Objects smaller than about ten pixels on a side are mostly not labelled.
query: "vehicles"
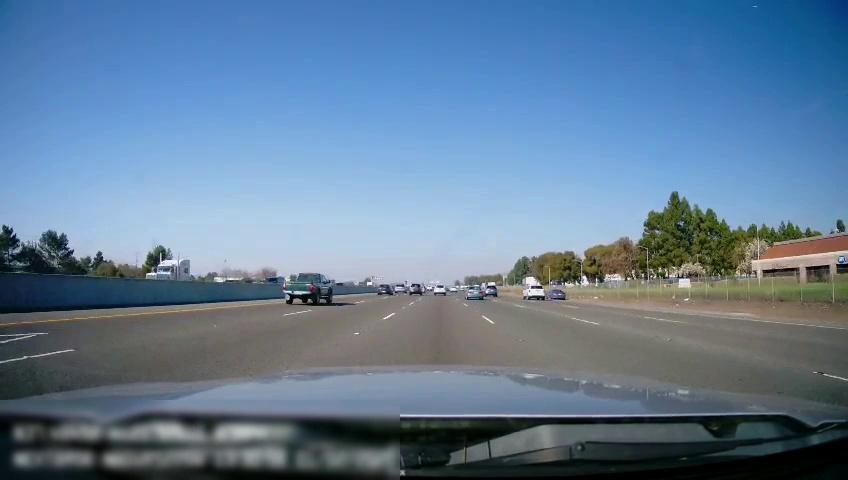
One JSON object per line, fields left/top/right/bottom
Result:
{"left": 484, "top": 285, "right": 498, "bottom": 297}
{"left": 394, "top": 284, "right": 408, "bottom": 294}
{"left": 433, "top": 284, "right": 447, "bottom": 296}
{"left": 145, "top": 252, "right": 193, "bottom": 282}
{"left": 282, "top": 272, "right": 334, "bottom": 305}
{"left": 465, "top": 286, "right": 485, "bottom": 301}
{"left": 409, "top": 283, "right": 423, "bottom": 296}
{"left": 377, "top": 284, "right": 393, "bottom": 296}
{"left": 262, "top": 276, "right": 289, "bottom": 284}
{"left": 522, "top": 283, "right": 546, "bottom": 301}
{"left": 543, "top": 289, "right": 566, "bottom": 301}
